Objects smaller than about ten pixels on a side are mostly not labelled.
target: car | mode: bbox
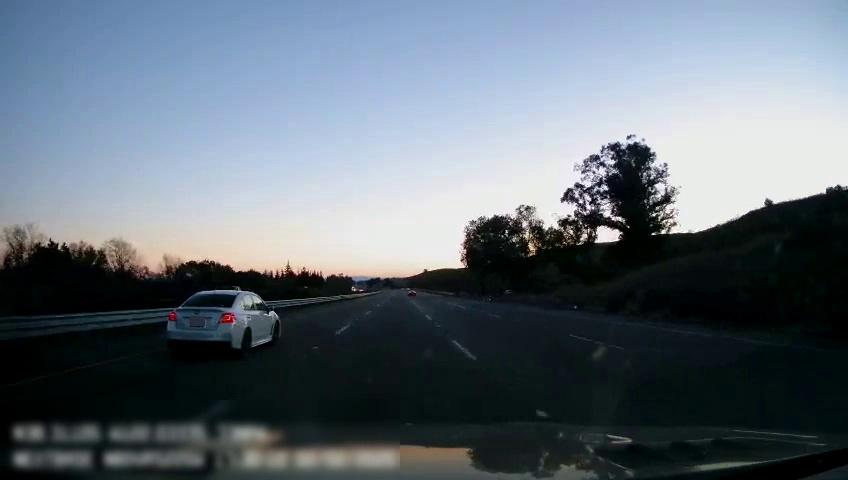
[165,290,282,361]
